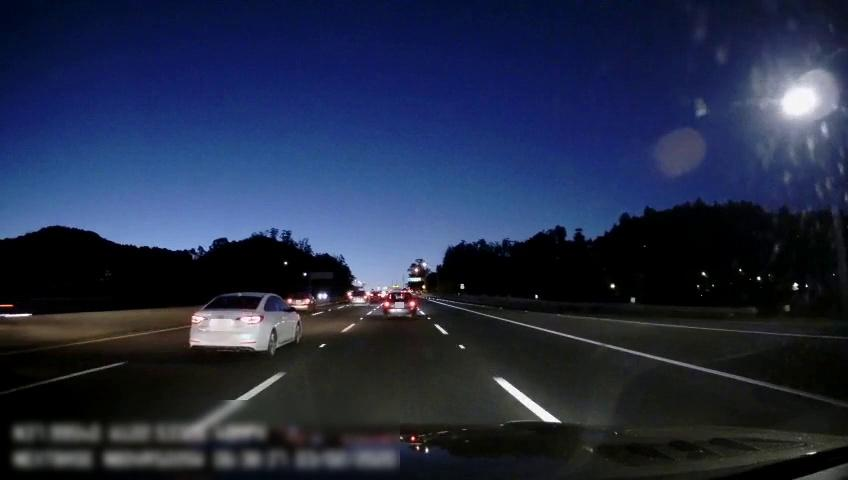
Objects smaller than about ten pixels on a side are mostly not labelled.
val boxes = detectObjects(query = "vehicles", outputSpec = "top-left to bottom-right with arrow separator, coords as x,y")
349,290 -> 371,309
287,292 -> 317,314
0,304 -> 33,320
189,293 -> 303,361
382,291 -> 417,320
369,291 -> 383,302
317,292 -> 328,300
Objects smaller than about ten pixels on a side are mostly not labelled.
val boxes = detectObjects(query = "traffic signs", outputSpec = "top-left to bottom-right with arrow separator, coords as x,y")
408,277 -> 421,282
